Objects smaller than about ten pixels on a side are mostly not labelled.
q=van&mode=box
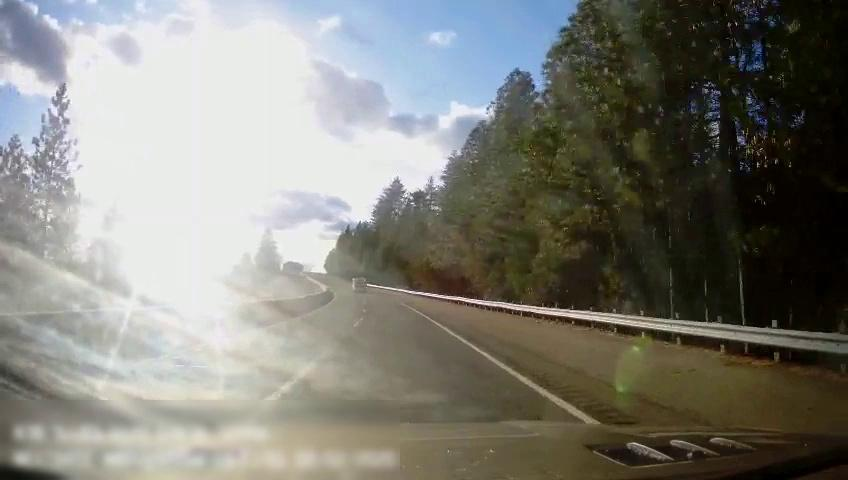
[352,278,367,293]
